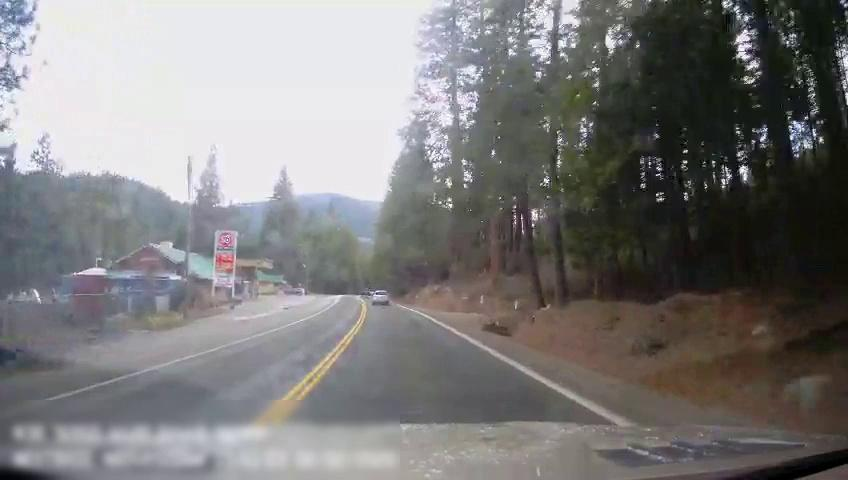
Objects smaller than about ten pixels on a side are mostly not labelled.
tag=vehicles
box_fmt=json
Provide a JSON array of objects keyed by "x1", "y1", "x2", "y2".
[
  {"x1": 283, "y1": 287, "x2": 305, "y2": 295},
  {"x1": 370, "y1": 289, "x2": 389, "y2": 305}
]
